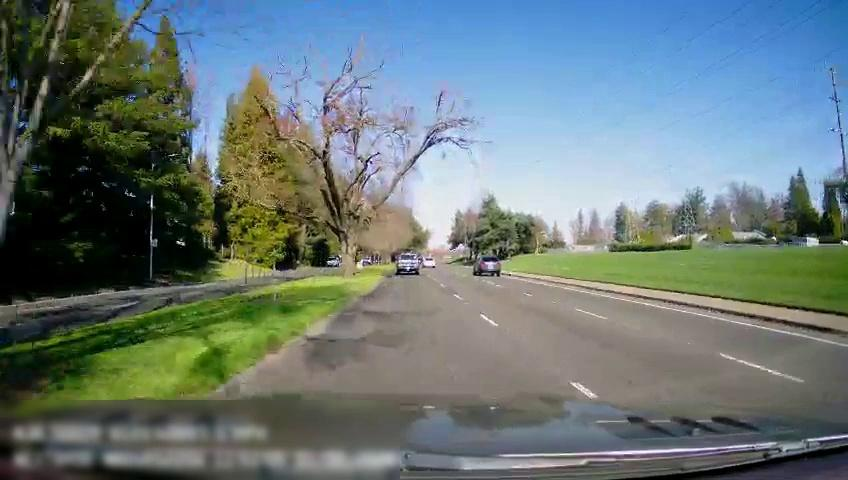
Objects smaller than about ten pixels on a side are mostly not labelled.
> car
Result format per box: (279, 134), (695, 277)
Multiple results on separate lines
(423, 256), (436, 267)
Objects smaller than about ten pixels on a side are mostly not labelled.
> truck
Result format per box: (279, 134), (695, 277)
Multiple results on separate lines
(396, 254), (421, 275)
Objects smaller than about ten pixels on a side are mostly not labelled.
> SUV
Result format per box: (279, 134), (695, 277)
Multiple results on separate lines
(471, 254), (501, 277)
